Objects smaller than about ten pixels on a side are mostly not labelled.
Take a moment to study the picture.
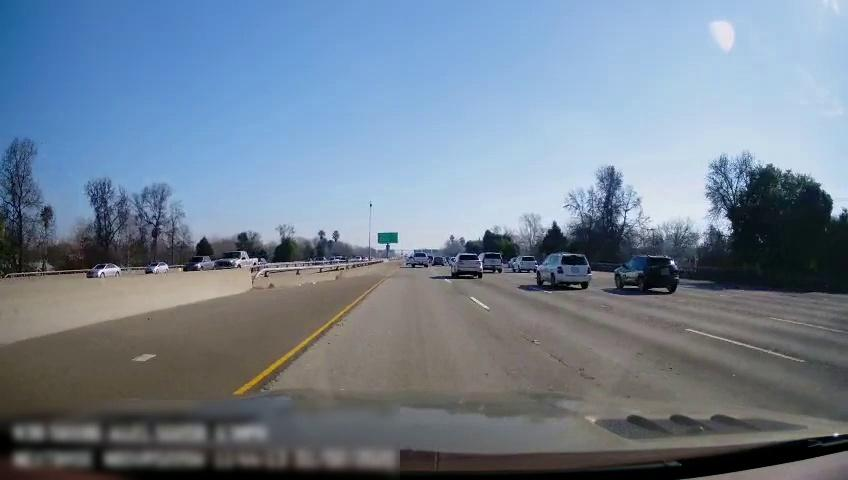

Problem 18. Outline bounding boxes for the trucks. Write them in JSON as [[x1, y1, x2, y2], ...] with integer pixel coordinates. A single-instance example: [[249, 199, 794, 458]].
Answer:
[[213, 250, 259, 272], [182, 255, 219, 272], [410, 251, 430, 269]]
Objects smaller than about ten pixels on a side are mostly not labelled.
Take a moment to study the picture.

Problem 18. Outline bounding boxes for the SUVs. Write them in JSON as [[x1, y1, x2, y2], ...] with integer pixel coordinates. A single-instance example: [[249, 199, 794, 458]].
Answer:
[[511, 255, 539, 274], [612, 255, 681, 295], [477, 252, 504, 274], [535, 251, 593, 290], [450, 253, 484, 280]]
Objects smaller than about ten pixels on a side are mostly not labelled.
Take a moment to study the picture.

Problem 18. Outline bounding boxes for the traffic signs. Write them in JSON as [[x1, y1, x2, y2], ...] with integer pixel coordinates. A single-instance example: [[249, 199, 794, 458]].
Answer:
[[377, 231, 399, 245]]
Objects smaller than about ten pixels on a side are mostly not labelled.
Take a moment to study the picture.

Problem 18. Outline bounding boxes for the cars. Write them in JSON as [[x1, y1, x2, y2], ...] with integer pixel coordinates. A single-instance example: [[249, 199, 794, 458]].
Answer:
[[507, 256, 519, 268], [431, 256, 445, 267], [86, 262, 122, 278], [144, 260, 169, 274]]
